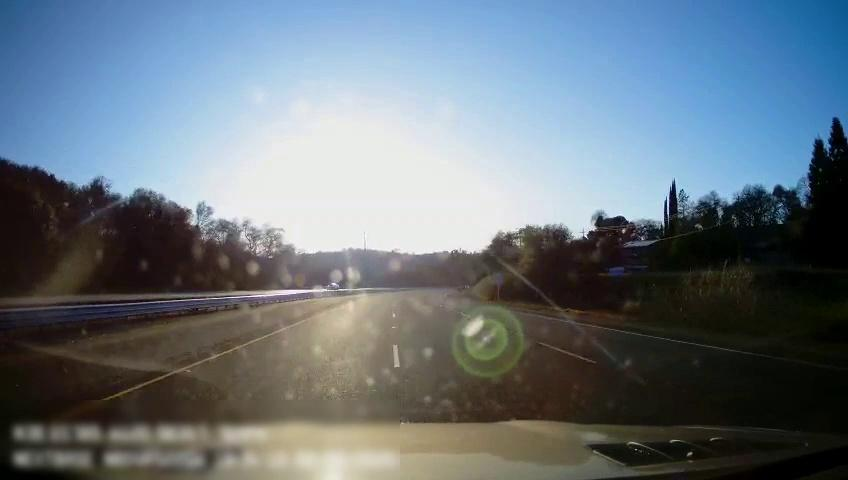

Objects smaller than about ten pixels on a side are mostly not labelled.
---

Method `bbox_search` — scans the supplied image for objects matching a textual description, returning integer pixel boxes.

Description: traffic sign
[495,273,504,285]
